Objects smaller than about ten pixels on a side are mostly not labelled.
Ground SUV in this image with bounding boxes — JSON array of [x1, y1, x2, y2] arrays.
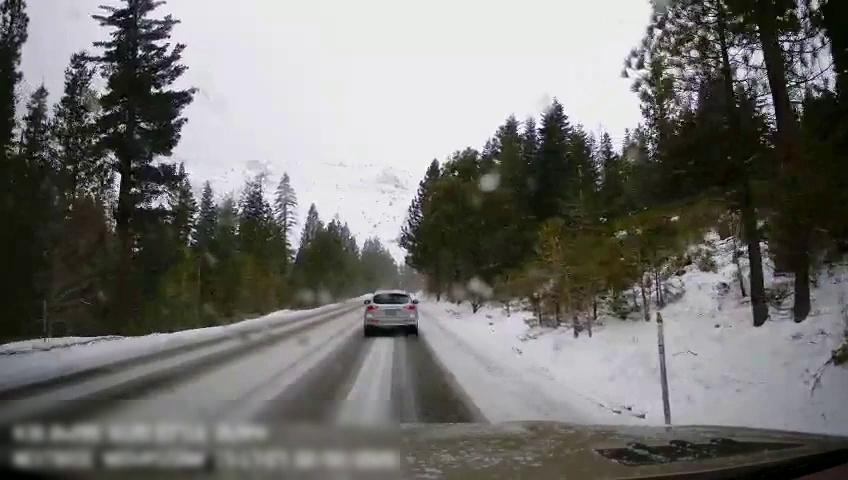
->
[[364, 291, 419, 337]]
